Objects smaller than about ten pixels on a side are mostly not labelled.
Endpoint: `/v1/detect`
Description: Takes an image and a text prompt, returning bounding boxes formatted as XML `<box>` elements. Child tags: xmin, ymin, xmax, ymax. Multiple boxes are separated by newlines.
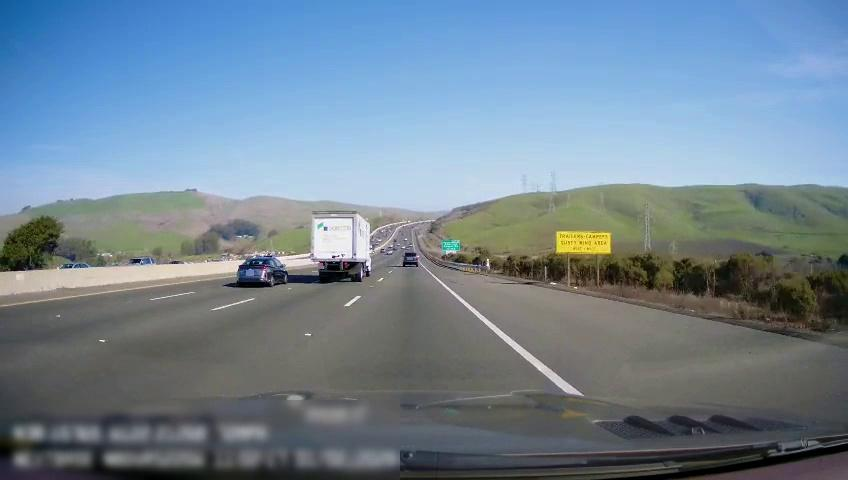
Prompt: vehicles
<box><xmin>128</xmin><ymin>256</ymin><xmax>157</xmax><ymax>266</ymax></box>
<box><xmin>168</xmin><ymin>259</ymin><xmax>191</xmax><ymax>265</ymax></box>
<box><xmin>236</xmin><ymin>255</ymin><xmax>289</xmax><ymax>288</ymax></box>
<box><xmin>402</xmin><ymin>252</ymin><xmax>419</xmax><ymax>267</ymax></box>
<box><xmin>58</xmin><ymin>262</ymin><xmax>89</xmax><ymax>270</ymax></box>
<box><xmin>310</xmin><ymin>209</ymin><xmax>372</xmax><ymax>285</ymax></box>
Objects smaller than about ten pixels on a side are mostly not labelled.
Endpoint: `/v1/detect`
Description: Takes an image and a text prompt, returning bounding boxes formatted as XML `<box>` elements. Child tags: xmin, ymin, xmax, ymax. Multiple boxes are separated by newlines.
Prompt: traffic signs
<box><xmin>555</xmin><ymin>230</ymin><xmax>611</xmax><ymax>255</ymax></box>
<box><xmin>445</xmin><ymin>250</ymin><xmax>457</xmax><ymax>256</ymax></box>
<box><xmin>441</xmin><ymin>239</ymin><xmax>461</xmax><ymax>252</ymax></box>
